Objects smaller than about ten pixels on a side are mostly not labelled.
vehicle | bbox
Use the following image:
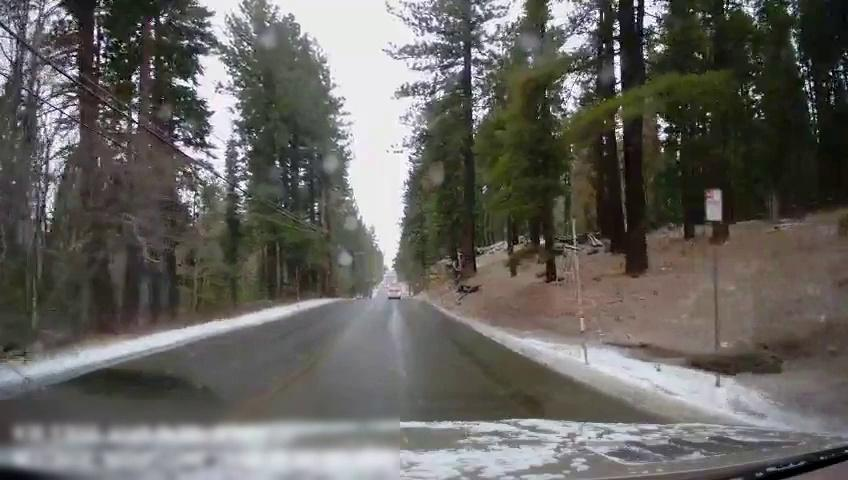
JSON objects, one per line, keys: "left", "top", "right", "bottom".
{"left": 386, "top": 287, "right": 402, "bottom": 300}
